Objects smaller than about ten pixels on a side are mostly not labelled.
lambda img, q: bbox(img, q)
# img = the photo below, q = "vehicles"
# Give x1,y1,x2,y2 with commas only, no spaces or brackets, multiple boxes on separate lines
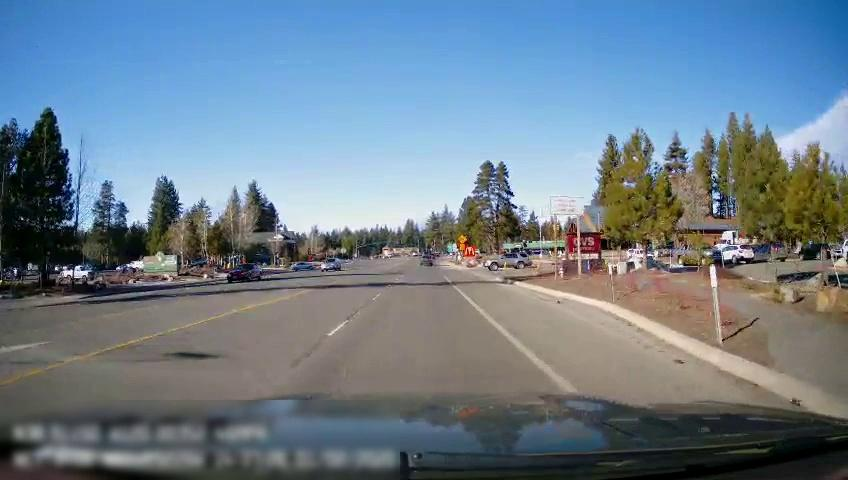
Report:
484,253,530,272
124,261,149,273
421,255,434,266
320,258,342,272
752,243,771,264
798,242,843,262
841,240,848,261
225,263,264,285
716,244,755,265
63,264,95,281
625,248,655,261
95,270,130,286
